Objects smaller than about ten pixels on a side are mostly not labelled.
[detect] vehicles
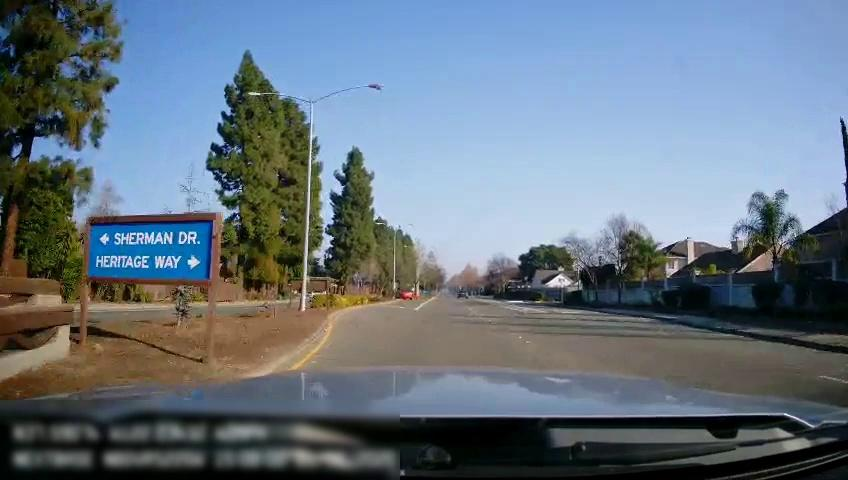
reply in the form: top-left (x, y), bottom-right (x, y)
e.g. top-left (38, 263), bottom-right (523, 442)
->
top-left (456, 290), bottom-right (468, 300)
top-left (398, 290), bottom-right (413, 301)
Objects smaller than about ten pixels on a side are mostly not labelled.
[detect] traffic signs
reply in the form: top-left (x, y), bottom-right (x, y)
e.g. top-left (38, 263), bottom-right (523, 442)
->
top-left (87, 221), bottom-right (212, 282)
